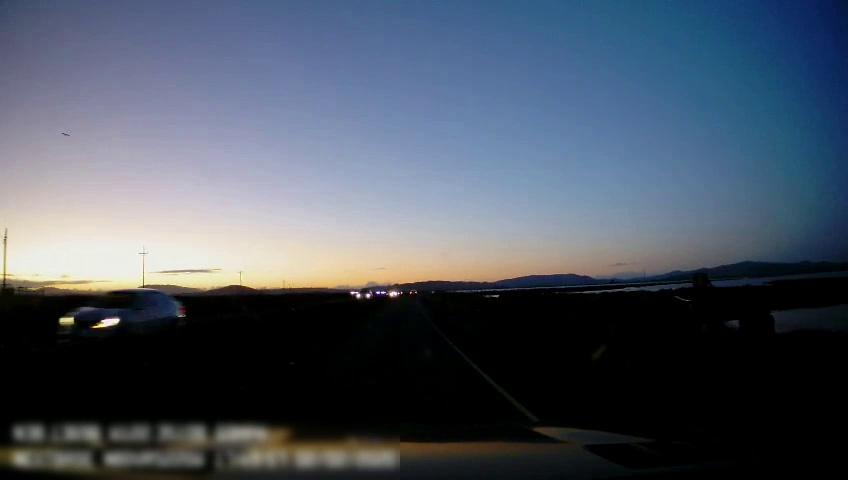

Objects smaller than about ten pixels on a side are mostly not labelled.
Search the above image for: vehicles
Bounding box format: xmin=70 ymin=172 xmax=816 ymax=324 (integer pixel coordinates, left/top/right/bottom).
xmin=355 ymin=287 xmax=374 ymax=301
xmin=55 ymin=288 xmax=187 ymax=346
